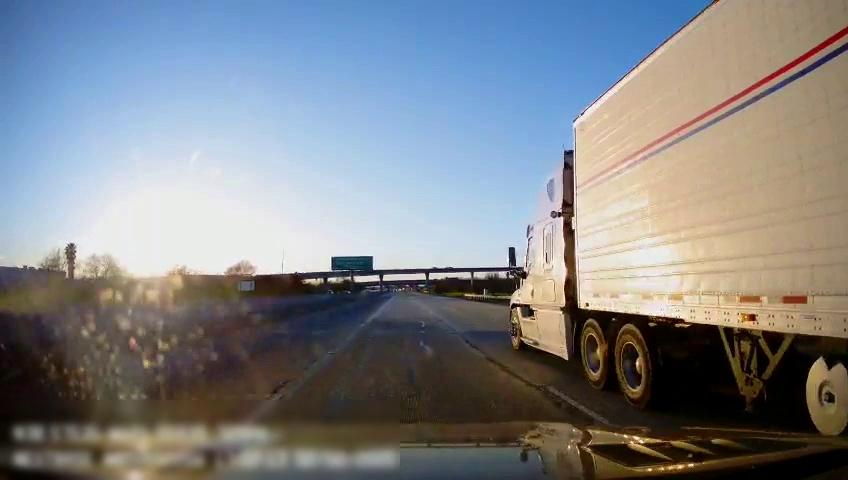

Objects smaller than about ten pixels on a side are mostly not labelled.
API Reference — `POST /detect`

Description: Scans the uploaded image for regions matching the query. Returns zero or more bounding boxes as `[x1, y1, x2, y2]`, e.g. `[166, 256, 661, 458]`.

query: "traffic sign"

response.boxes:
[333, 256, 373, 270]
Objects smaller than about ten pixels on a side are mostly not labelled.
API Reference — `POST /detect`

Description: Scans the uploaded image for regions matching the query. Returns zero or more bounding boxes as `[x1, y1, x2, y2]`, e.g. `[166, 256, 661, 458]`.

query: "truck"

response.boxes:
[508, 0, 848, 439]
